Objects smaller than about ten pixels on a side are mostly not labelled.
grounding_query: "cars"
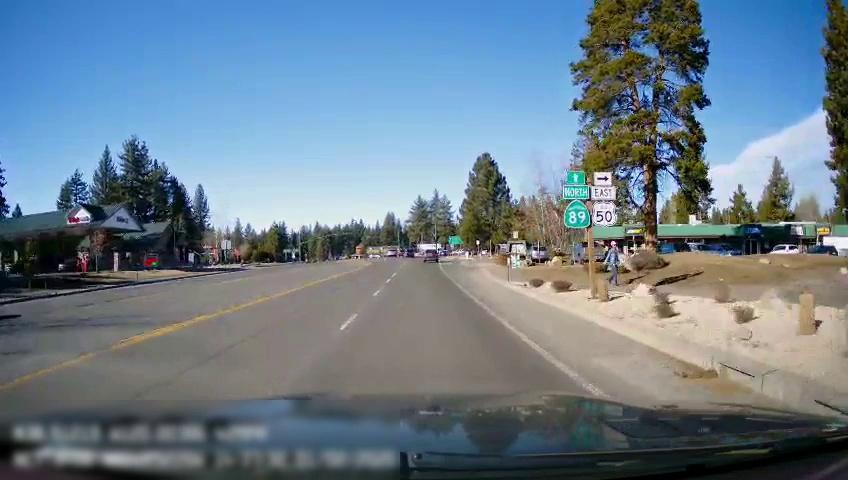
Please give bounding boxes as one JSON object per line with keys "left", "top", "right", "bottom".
{"left": 770, "top": 243, "right": 803, "bottom": 255}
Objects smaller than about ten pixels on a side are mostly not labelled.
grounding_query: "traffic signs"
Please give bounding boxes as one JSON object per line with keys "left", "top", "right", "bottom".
{"left": 593, "top": 171, "right": 613, "bottom": 187}
{"left": 562, "top": 184, "right": 590, "bottom": 200}
{"left": 563, "top": 201, "right": 591, "bottom": 229}
{"left": 590, "top": 186, "right": 617, "bottom": 202}
{"left": 567, "top": 169, "right": 587, "bottom": 185}
{"left": 592, "top": 202, "right": 618, "bottom": 227}
{"left": 448, "top": 235, "right": 466, "bottom": 246}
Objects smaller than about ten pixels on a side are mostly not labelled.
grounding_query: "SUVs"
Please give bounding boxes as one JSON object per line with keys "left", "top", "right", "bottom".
{"left": 714, "top": 244, "right": 743, "bottom": 256}
{"left": 660, "top": 240, "right": 689, "bottom": 253}
{"left": 423, "top": 249, "right": 440, "bottom": 263}
{"left": 817, "top": 244, "right": 838, "bottom": 255}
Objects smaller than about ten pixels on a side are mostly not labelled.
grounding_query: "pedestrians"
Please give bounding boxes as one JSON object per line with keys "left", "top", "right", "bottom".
{"left": 602, "top": 239, "right": 624, "bottom": 290}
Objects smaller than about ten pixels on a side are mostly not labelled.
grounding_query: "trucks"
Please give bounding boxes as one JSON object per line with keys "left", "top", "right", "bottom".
{"left": 525, "top": 244, "right": 554, "bottom": 264}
